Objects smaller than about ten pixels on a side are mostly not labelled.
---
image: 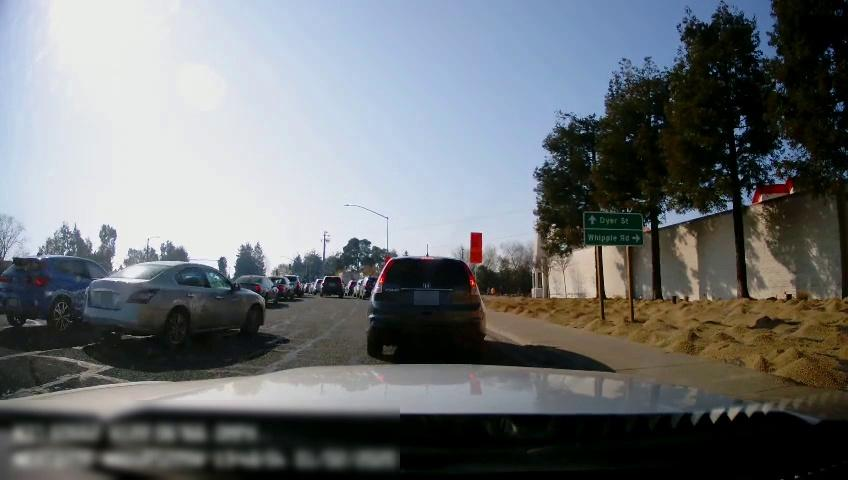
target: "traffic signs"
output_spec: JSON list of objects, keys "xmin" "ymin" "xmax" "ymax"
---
[
  {"xmin": 471, "ymin": 231, "xmax": 485, "ymax": 264},
  {"xmin": 588, "ymin": 211, "xmax": 650, "ymax": 245}
]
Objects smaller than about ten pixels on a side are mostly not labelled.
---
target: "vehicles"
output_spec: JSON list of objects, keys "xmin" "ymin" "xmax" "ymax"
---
[
  {"xmin": 234, "ymin": 275, "xmax": 281, "ymax": 308},
  {"xmin": 351, "ymin": 279, "xmax": 364, "ymax": 297},
  {"xmin": 312, "ymin": 278, "xmax": 323, "ymax": 294},
  {"xmin": 0, "ymin": 256, "xmax": 113, "ymax": 333},
  {"xmin": 319, "ymin": 275, "xmax": 345, "ymax": 299},
  {"xmin": 339, "ymin": 271, "xmax": 358, "ymax": 282},
  {"xmin": 365, "ymin": 255, "xmax": 488, "ymax": 362},
  {"xmin": 285, "ymin": 275, "xmax": 304, "ymax": 298},
  {"xmin": 78, "ymin": 260, "xmax": 267, "ymax": 356},
  {"xmin": 345, "ymin": 279, "xmax": 356, "ymax": 296},
  {"xmin": 267, "ymin": 276, "xmax": 296, "ymax": 301},
  {"xmin": 359, "ymin": 276, "xmax": 379, "ymax": 300}
]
